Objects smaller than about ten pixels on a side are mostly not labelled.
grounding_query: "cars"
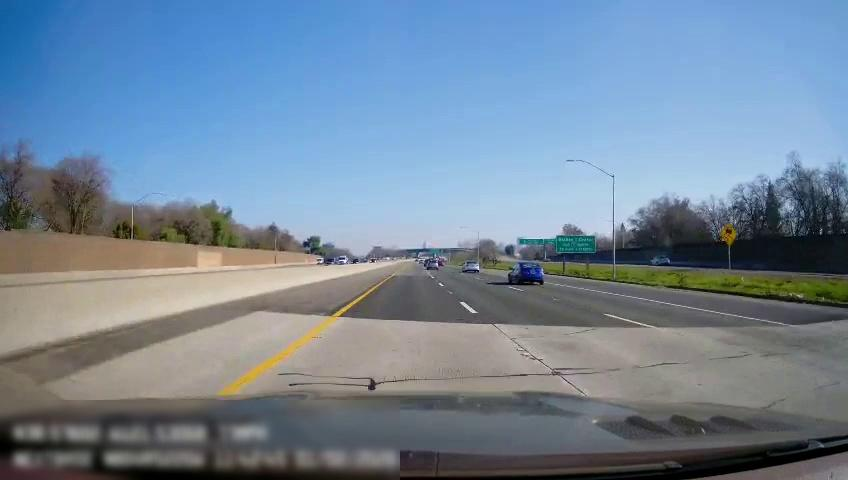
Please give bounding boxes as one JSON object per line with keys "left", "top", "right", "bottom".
{"left": 508, "top": 262, "right": 544, "bottom": 285}
{"left": 461, "top": 260, "right": 480, "bottom": 273}
{"left": 427, "top": 260, "right": 439, "bottom": 269}
{"left": 651, "top": 256, "right": 670, "bottom": 267}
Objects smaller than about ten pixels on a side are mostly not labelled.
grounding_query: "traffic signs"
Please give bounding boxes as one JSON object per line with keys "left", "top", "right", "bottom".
{"left": 555, "top": 234, "right": 597, "bottom": 254}
{"left": 719, "top": 222, "right": 738, "bottom": 245}
{"left": 518, "top": 238, "right": 563, "bottom": 246}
